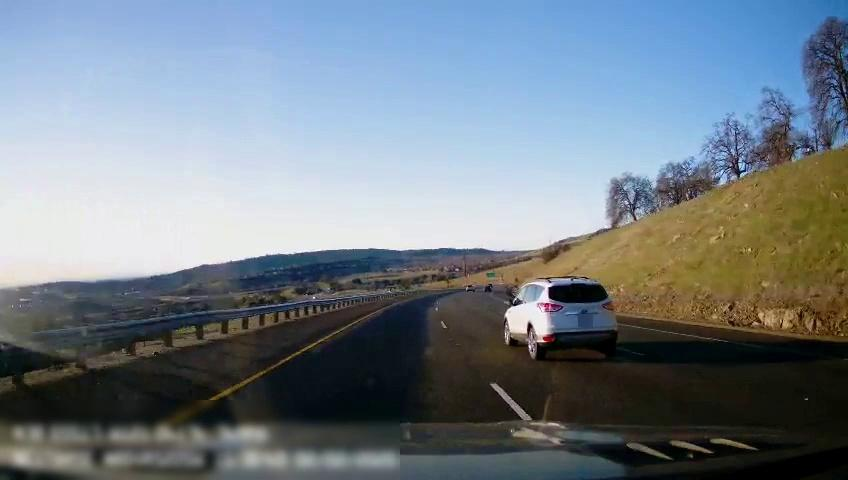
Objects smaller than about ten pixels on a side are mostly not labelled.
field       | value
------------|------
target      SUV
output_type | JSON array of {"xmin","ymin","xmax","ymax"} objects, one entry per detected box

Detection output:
[{"xmin": 503, "ymin": 280, "xmax": 618, "ymax": 361}]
